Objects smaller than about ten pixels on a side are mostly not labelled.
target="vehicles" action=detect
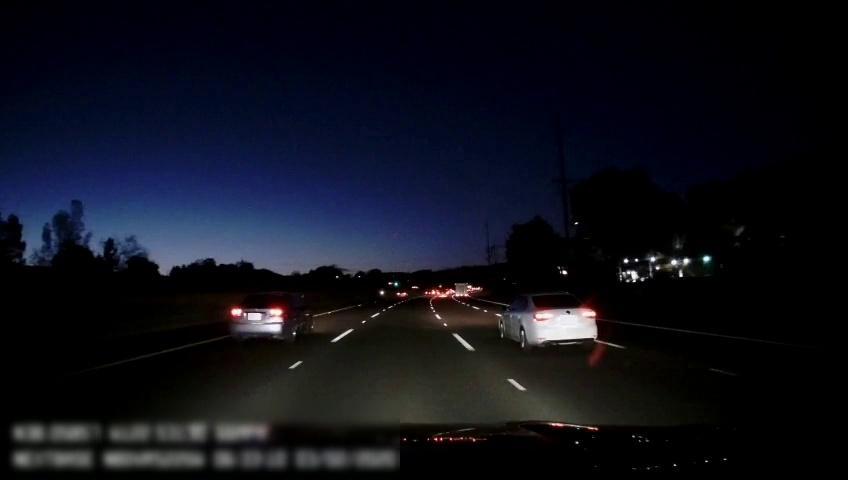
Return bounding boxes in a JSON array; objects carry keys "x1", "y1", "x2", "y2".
[
  {"x1": 497, "y1": 293, "x2": 599, "y2": 355},
  {"x1": 228, "y1": 290, "x2": 315, "y2": 345},
  {"x1": 455, "y1": 283, "x2": 468, "y2": 298}
]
